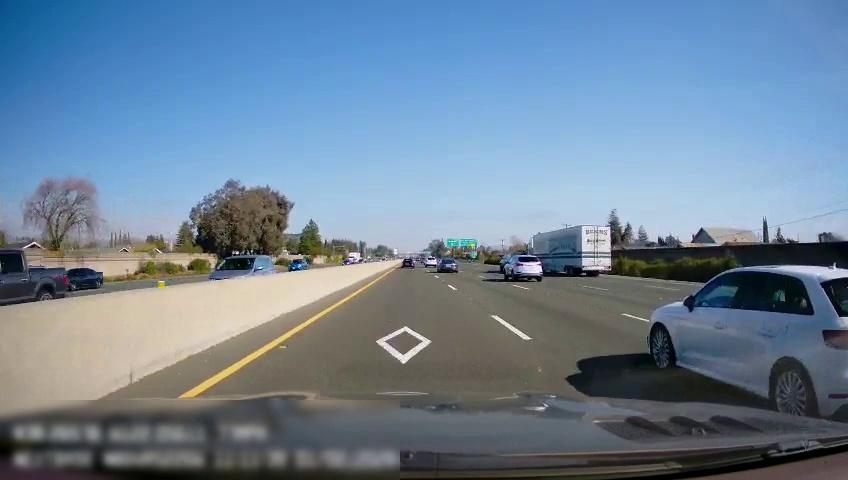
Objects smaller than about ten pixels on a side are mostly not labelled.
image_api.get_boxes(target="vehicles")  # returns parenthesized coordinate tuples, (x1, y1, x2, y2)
(648, 265, 848, 424)
(502, 255, 543, 282)
(208, 254, 274, 281)
(527, 223, 612, 278)
(399, 257, 415, 270)
(437, 259, 458, 273)
(424, 258, 438, 268)
(287, 259, 309, 272)
(65, 267, 104, 292)
(348, 252, 361, 264)
(0, 248, 66, 302)
(341, 259, 354, 266)
(499, 252, 528, 272)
